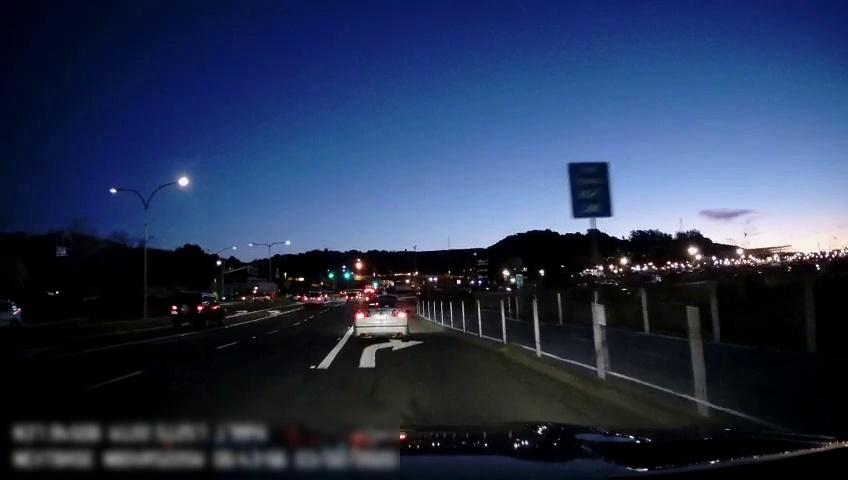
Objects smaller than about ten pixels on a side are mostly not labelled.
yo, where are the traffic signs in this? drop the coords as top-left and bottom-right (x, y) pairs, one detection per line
(569, 162), (611, 217)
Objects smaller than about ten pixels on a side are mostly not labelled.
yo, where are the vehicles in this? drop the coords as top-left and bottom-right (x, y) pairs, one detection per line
(169, 291), (227, 330)
(304, 290), (325, 308)
(353, 294), (409, 339)
(0, 299), (23, 332)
